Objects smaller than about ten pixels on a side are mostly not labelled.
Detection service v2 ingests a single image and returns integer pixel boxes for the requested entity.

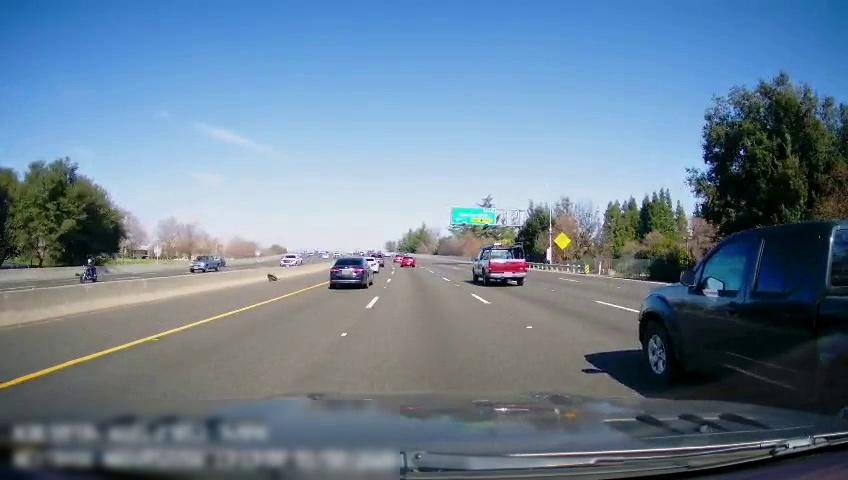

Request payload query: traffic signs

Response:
[451,207,497,226]
[553,231,571,249]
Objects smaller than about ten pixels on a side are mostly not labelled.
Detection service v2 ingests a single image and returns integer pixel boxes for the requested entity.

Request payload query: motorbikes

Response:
[79,258,98,284]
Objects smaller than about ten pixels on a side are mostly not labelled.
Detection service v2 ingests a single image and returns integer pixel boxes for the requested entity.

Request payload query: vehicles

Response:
[471,242,529,286]
[370,254,385,268]
[400,256,416,268]
[212,255,226,267]
[637,217,848,416]
[189,255,219,273]
[329,256,374,290]
[279,254,302,268]
[358,256,380,274]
